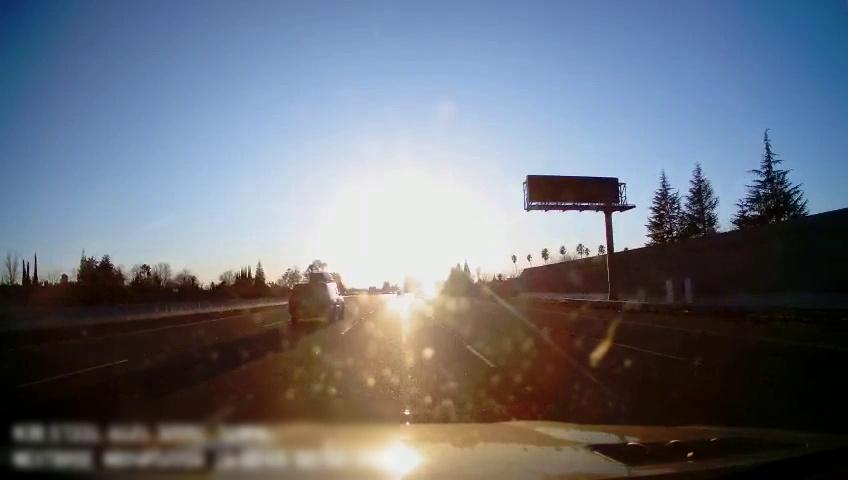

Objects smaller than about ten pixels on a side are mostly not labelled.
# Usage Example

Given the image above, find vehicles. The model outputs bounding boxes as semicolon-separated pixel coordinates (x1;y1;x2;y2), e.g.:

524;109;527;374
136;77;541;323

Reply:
288;271;345;325
396;288;404;295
